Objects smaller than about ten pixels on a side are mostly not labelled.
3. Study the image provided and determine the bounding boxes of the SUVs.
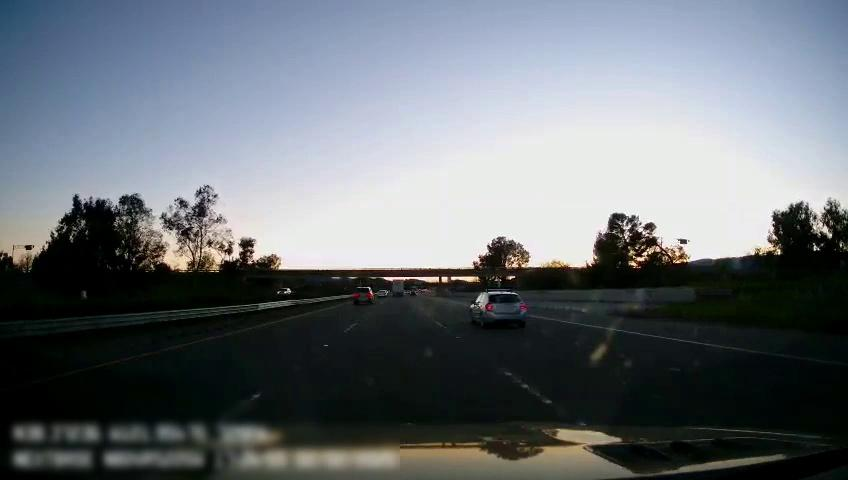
[468,291,528,330]
[353,287,374,306]
[277,288,292,297]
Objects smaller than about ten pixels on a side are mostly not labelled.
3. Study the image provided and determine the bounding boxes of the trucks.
[392,280,404,297]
